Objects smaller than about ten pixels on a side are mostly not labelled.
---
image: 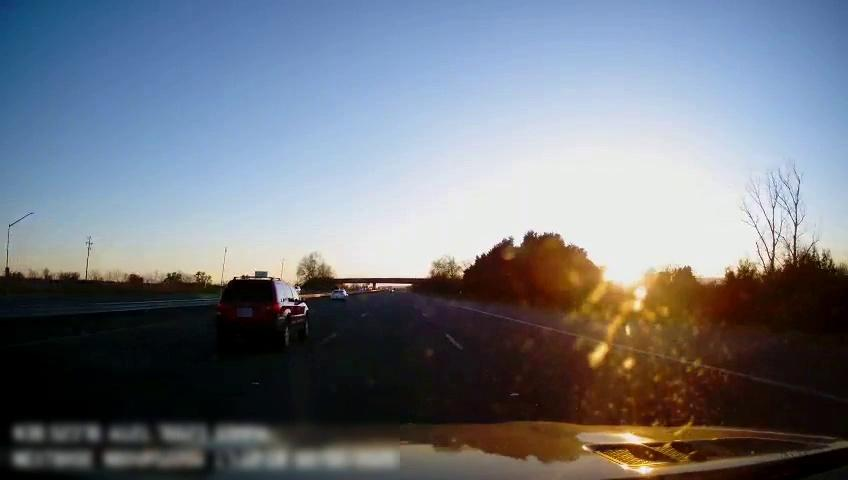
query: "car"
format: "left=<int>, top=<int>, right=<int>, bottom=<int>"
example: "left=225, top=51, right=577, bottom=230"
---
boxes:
left=330, top=289, right=349, bottom=302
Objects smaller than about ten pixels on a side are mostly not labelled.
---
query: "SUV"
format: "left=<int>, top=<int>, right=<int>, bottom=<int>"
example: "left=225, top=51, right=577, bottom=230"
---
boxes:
left=217, top=276, right=310, bottom=349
